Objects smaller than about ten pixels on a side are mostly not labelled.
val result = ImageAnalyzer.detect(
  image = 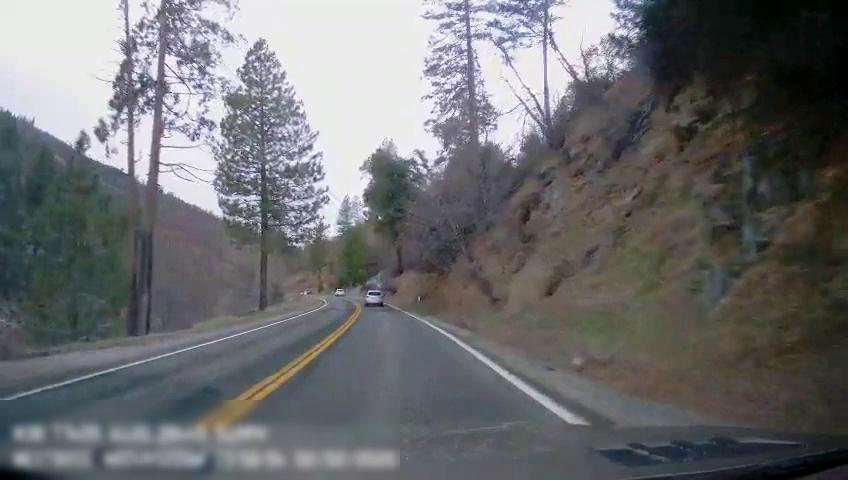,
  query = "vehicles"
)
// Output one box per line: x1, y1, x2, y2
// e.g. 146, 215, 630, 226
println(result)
336, 288, 345, 297
364, 290, 385, 307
